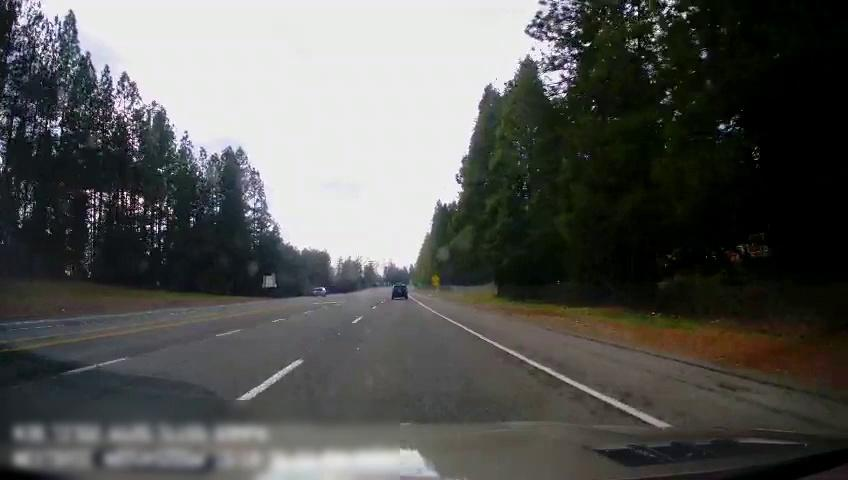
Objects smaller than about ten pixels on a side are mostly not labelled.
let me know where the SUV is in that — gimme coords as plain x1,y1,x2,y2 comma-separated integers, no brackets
392,285,408,300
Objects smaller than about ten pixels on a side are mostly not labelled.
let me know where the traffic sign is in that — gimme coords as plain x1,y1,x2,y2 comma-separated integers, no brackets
432,276,440,287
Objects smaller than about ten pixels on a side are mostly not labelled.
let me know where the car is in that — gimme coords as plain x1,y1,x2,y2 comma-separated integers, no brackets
311,286,328,298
